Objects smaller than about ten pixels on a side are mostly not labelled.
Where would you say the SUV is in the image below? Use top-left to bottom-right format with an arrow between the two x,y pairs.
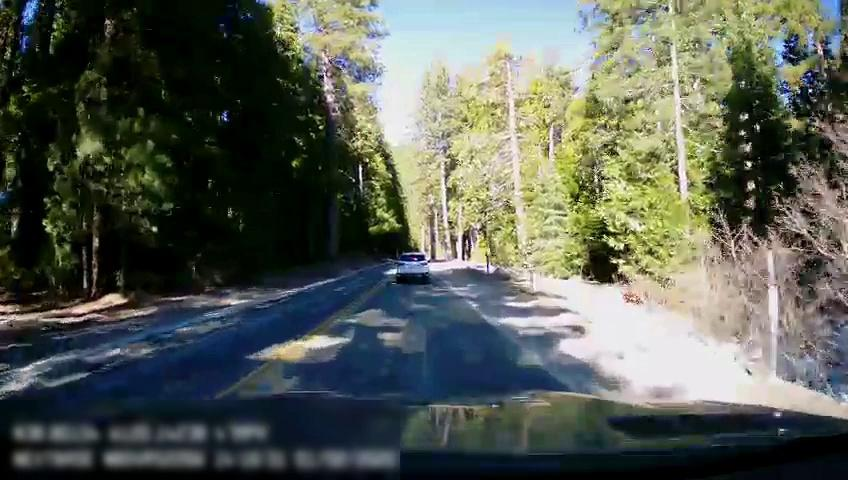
395,252 -> 432,282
